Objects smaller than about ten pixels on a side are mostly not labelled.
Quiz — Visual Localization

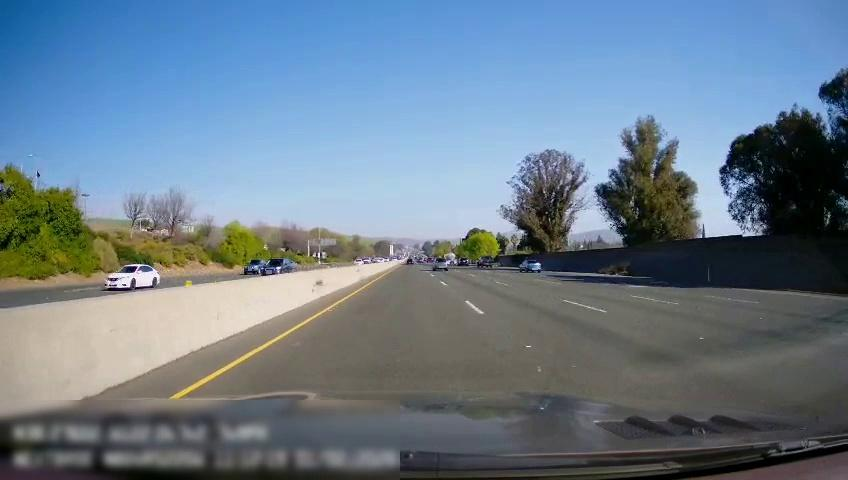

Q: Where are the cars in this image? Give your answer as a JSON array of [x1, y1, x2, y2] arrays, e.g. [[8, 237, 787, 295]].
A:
[[104, 264, 161, 291], [352, 257, 365, 264], [519, 259, 542, 273], [261, 258, 299, 277]]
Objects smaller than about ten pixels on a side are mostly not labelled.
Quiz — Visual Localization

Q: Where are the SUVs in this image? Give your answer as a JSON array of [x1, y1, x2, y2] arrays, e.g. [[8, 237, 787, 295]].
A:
[[433, 258, 450, 271], [457, 256, 469, 266], [243, 259, 267, 276]]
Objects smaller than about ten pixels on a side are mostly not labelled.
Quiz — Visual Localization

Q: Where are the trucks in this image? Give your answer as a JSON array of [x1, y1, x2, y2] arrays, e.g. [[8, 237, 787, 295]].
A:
[[476, 256, 492, 266]]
